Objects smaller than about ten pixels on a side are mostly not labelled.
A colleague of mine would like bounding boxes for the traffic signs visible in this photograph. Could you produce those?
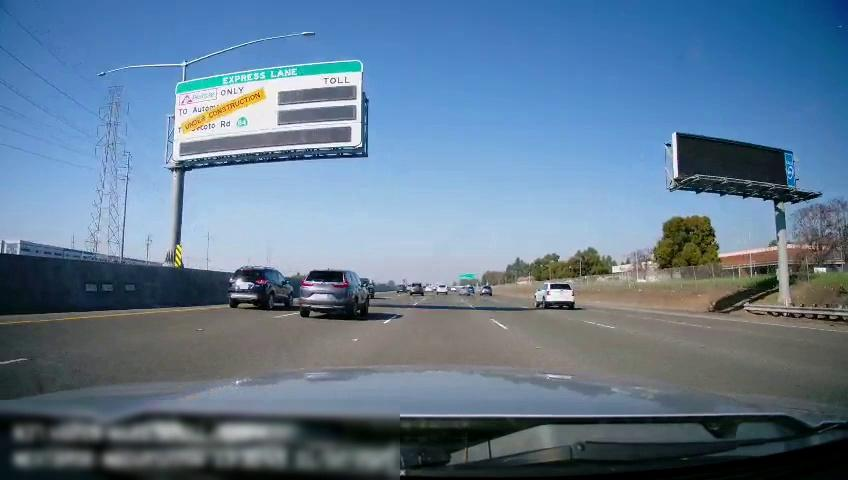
[460,272,476,281]
[783,150,798,189]
[172,59,364,163]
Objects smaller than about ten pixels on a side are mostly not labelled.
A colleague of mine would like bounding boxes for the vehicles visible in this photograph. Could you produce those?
[409,282,425,296]
[357,277,375,299]
[457,286,470,296]
[228,265,295,310]
[435,284,448,295]
[479,286,493,296]
[298,267,369,319]
[396,284,408,294]
[533,282,576,310]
